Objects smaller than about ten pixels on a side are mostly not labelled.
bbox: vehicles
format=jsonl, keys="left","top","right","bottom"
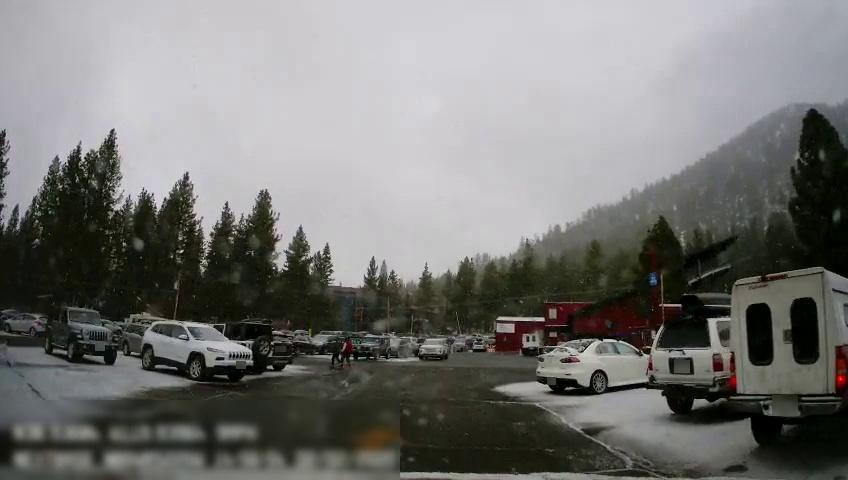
{"left": 271, "top": 330, "right": 298, "bottom": 371}
{"left": 727, "top": 267, "right": 848, "bottom": 447}
{"left": 522, "top": 333, "right": 543, "bottom": 356}
{"left": 390, "top": 337, "right": 409, "bottom": 359}
{"left": 140, "top": 320, "right": 254, "bottom": 382}
{"left": 42, "top": 305, "right": 119, "bottom": 365}
{"left": 310, "top": 334, "right": 345, "bottom": 356}
{"left": 353, "top": 335, "right": 393, "bottom": 362}
{"left": 419, "top": 337, "right": 449, "bottom": 360}
{"left": 647, "top": 317, "right": 737, "bottom": 414}
{"left": 535, "top": 339, "right": 649, "bottom": 397}
{"left": 210, "top": 323, "right": 274, "bottom": 376}
{"left": 3, "top": 312, "right": 45, "bottom": 336}
{"left": 121, "top": 321, "right": 150, "bottom": 357}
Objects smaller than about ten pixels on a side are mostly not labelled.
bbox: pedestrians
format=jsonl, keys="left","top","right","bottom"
{"left": 330, "top": 341, "right": 344, "bottom": 368}
{"left": 340, "top": 337, "right": 352, "bottom": 368}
